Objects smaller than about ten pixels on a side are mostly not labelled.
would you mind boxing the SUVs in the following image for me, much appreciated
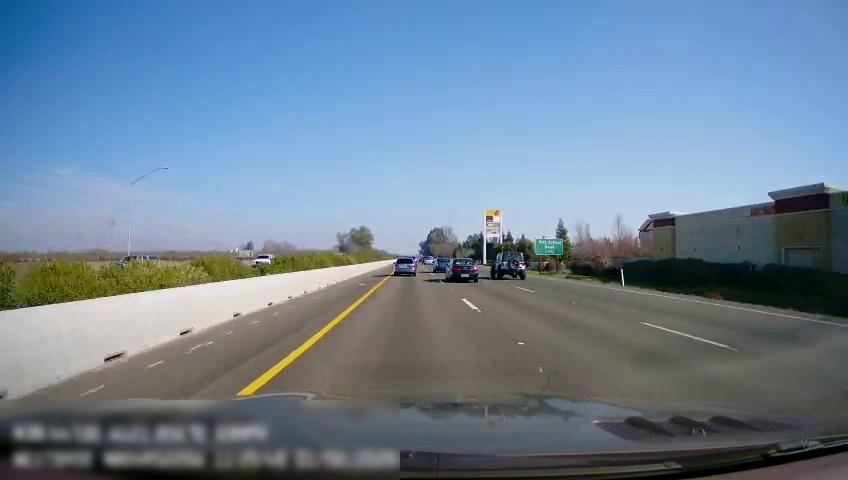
[431,257,451,273]
[392,256,418,276]
[490,250,527,281]
[108,256,159,274]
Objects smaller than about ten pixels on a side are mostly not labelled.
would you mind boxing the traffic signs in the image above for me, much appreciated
[534,238,565,256]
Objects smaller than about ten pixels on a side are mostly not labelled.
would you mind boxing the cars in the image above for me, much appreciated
[423,256,434,265]
[445,257,479,282]
[251,254,276,269]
